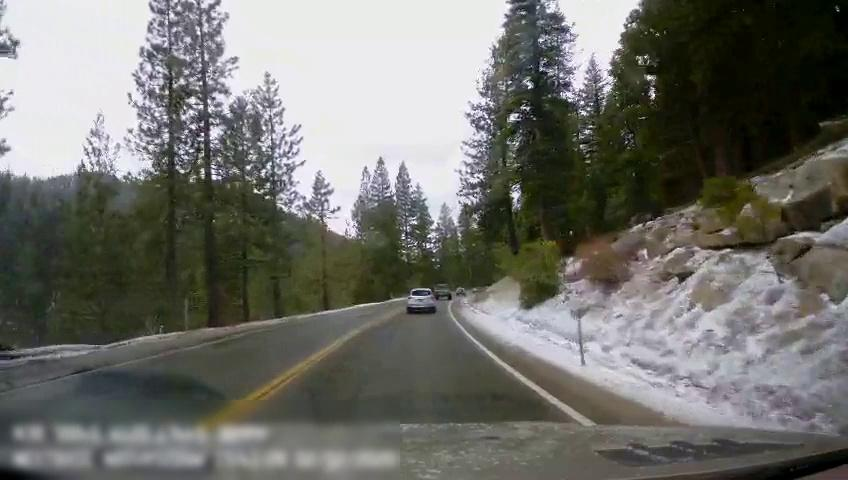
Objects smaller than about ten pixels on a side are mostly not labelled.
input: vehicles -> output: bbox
[456,286,467,296]
[434,284,453,300]
[406,288,436,314]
